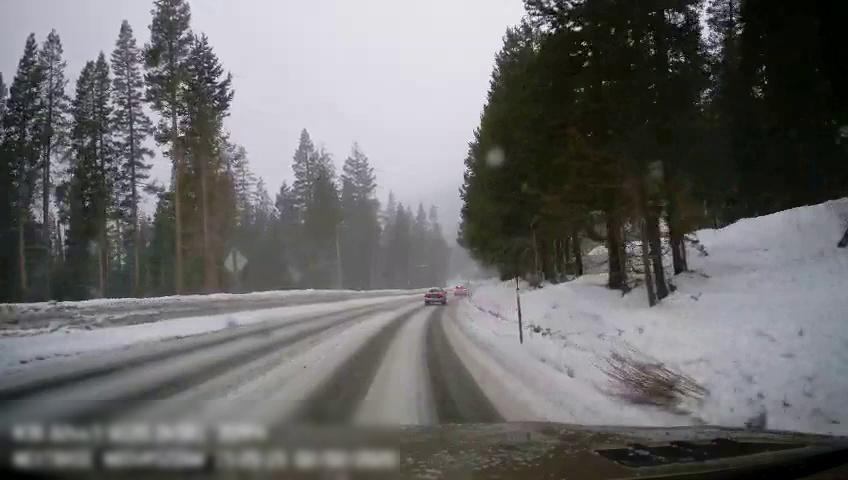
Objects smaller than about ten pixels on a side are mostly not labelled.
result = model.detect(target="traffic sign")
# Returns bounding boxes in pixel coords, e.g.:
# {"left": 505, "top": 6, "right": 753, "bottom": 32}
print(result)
{"left": 223, "top": 248, "right": 249, "bottom": 276}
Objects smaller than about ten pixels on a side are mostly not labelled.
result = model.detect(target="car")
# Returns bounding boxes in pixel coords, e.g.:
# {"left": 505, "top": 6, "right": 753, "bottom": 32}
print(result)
{"left": 423, "top": 285, "right": 448, "bottom": 305}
